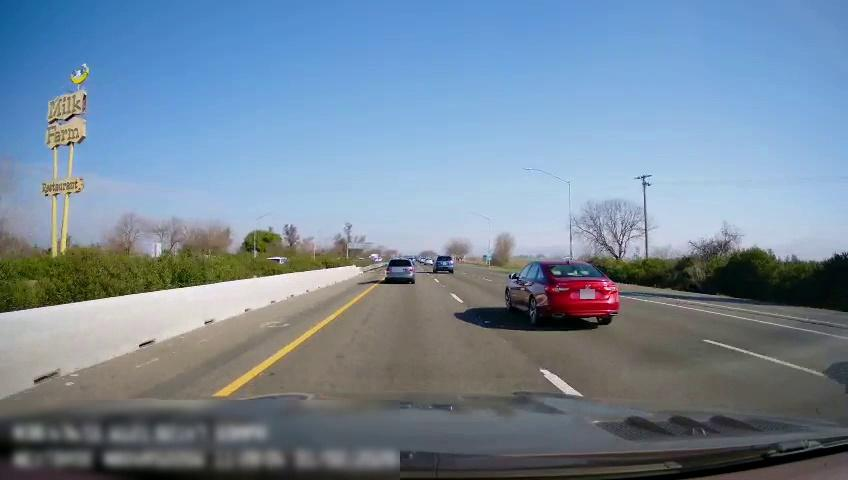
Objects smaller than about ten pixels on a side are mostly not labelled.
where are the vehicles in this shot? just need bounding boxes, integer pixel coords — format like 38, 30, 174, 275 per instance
384, 257, 417, 286
503, 261, 621, 329
265, 257, 288, 266
432, 255, 455, 274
